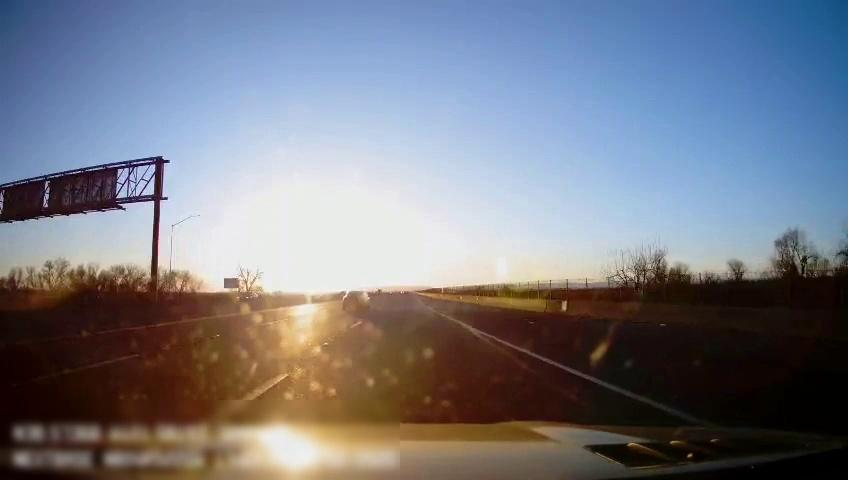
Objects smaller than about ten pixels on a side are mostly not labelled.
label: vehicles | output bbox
[236,292,259,303]
[342,291,371,311]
